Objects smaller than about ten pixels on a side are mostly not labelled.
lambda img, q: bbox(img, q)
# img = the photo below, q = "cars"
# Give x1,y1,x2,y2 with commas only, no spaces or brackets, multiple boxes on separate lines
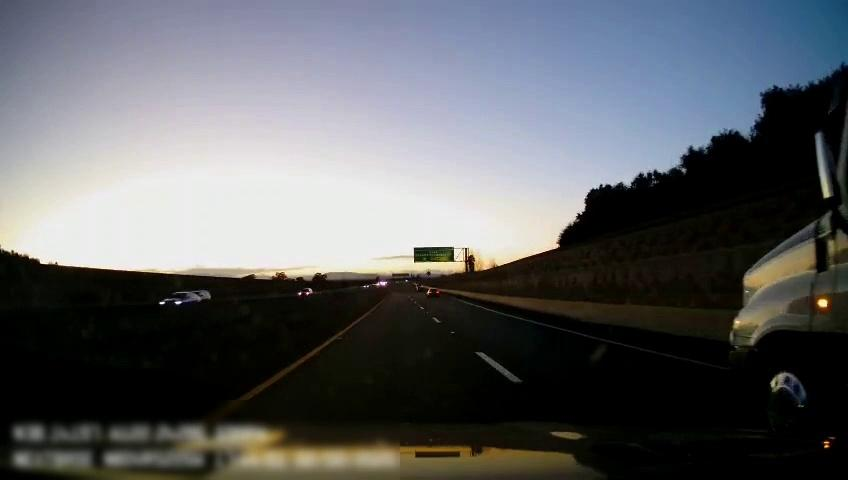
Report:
157,290,201,306
425,287,441,299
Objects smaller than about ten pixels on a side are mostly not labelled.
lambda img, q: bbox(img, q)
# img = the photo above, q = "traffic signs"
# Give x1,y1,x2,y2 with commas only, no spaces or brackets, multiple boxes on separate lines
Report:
414,247,455,262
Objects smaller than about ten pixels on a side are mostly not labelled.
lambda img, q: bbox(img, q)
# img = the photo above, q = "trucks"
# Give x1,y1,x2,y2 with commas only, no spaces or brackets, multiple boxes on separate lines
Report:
726,73,848,432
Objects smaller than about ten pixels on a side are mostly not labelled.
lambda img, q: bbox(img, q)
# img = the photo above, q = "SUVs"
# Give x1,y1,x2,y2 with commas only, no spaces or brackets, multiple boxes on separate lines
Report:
190,289,213,301
297,287,313,296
